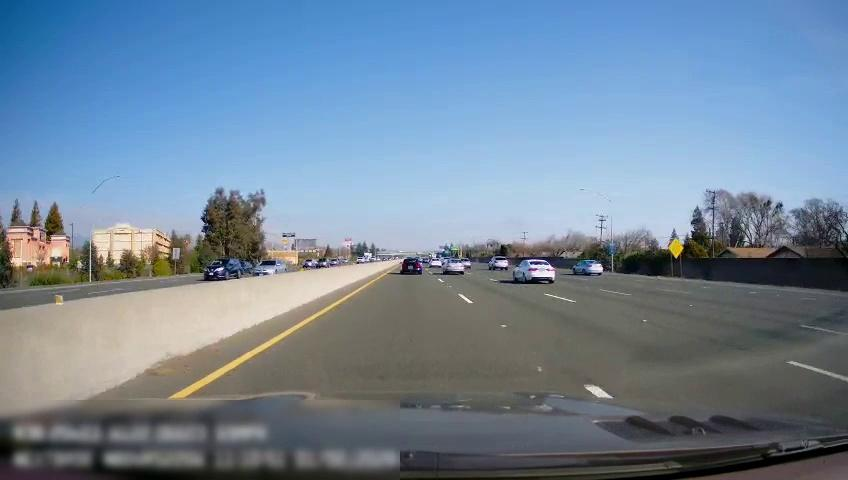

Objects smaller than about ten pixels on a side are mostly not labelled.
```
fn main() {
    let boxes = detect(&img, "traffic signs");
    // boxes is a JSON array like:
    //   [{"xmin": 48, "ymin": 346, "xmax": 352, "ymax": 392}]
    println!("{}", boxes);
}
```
[{"xmin": 668, "ymin": 239, "xmax": 684, "ymax": 257}]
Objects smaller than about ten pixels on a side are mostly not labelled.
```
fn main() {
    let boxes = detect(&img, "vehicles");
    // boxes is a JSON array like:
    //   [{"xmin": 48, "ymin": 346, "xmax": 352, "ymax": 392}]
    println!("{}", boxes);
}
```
[
  {"xmin": 487, "ymin": 256, "xmax": 509, "ymax": 271},
  {"xmin": 316, "ymin": 257, "xmax": 332, "ymax": 270},
  {"xmin": 460, "ymin": 258, "xmax": 471, "ymax": 268},
  {"xmin": 443, "ymin": 258, "xmax": 466, "ymax": 276},
  {"xmin": 203, "ymin": 258, "xmax": 243, "ymax": 281},
  {"xmin": 572, "ymin": 259, "xmax": 603, "ymax": 276},
  {"xmin": 252, "ymin": 259, "xmax": 289, "ymax": 277},
  {"xmin": 357, "ymin": 256, "xmax": 370, "ymax": 265},
  {"xmin": 240, "ymin": 260, "xmax": 253, "ymax": 276},
  {"xmin": 400, "ymin": 257, "xmax": 422, "ymax": 275},
  {"xmin": 302, "ymin": 259, "xmax": 316, "ymax": 270},
  {"xmin": 429, "ymin": 257, "xmax": 443, "ymax": 268},
  {"xmin": 364, "ymin": 252, "xmax": 373, "ymax": 259},
  {"xmin": 512, "ymin": 259, "xmax": 556, "ymax": 284}
]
